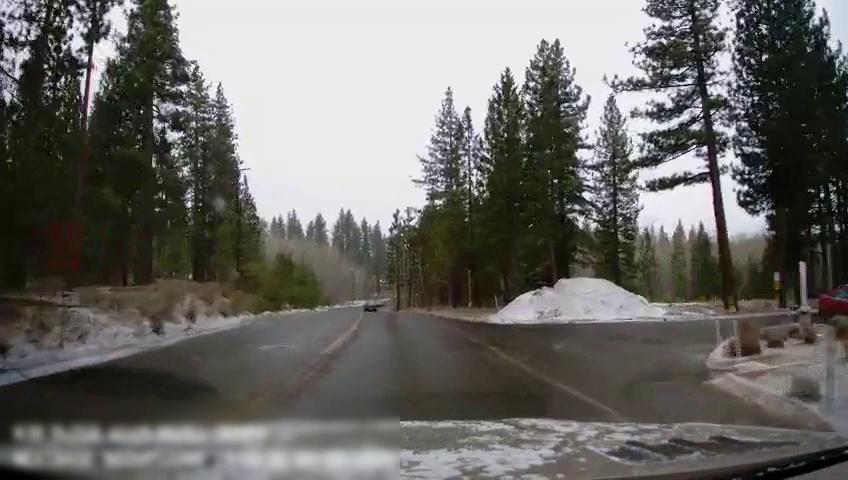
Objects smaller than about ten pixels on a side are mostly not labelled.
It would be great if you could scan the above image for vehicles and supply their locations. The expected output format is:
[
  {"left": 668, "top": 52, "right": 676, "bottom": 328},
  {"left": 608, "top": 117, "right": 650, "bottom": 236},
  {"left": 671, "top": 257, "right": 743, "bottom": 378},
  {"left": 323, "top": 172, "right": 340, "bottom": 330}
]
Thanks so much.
[
  {"left": 814, "top": 284, "right": 848, "bottom": 315},
  {"left": 362, "top": 300, "right": 379, "bottom": 313}
]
